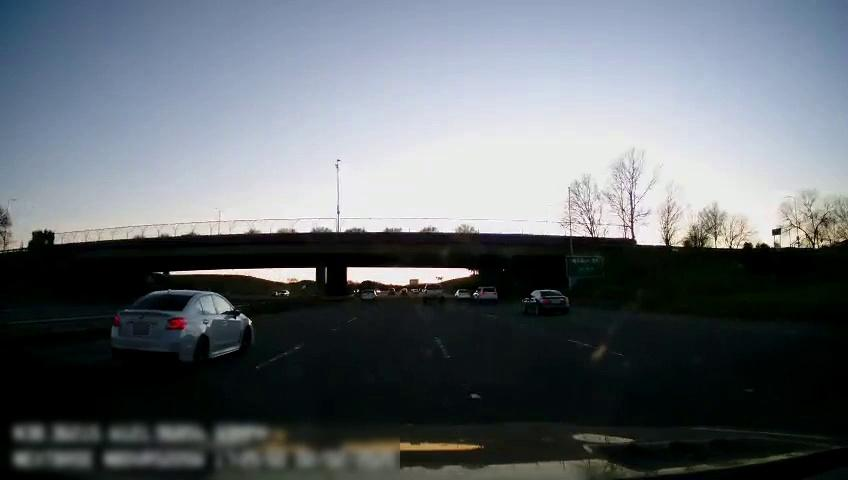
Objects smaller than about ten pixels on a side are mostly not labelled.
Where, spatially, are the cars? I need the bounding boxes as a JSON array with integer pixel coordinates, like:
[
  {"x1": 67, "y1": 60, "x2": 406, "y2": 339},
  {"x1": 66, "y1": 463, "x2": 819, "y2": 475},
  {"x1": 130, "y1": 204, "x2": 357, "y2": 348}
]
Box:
[
  {"x1": 522, "y1": 289, "x2": 569, "y2": 316},
  {"x1": 361, "y1": 289, "x2": 376, "y2": 302},
  {"x1": 455, "y1": 290, "x2": 471, "y2": 301}
]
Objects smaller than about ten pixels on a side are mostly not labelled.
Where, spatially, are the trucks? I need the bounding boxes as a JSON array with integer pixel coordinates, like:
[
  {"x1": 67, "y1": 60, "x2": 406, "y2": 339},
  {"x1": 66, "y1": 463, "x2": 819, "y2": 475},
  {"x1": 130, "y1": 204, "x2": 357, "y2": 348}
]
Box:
[{"x1": 422, "y1": 283, "x2": 444, "y2": 304}]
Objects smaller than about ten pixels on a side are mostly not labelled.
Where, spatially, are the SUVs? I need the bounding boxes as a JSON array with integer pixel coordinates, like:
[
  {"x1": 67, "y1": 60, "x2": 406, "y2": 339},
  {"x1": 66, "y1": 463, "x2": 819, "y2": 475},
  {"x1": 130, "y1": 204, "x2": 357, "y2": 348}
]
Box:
[
  {"x1": 472, "y1": 287, "x2": 498, "y2": 304},
  {"x1": 276, "y1": 290, "x2": 291, "y2": 297}
]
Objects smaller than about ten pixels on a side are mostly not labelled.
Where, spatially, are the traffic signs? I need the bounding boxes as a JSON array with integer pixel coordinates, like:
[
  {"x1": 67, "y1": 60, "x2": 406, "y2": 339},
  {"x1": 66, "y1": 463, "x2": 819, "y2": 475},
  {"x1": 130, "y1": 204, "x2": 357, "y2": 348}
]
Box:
[{"x1": 566, "y1": 254, "x2": 604, "y2": 279}]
